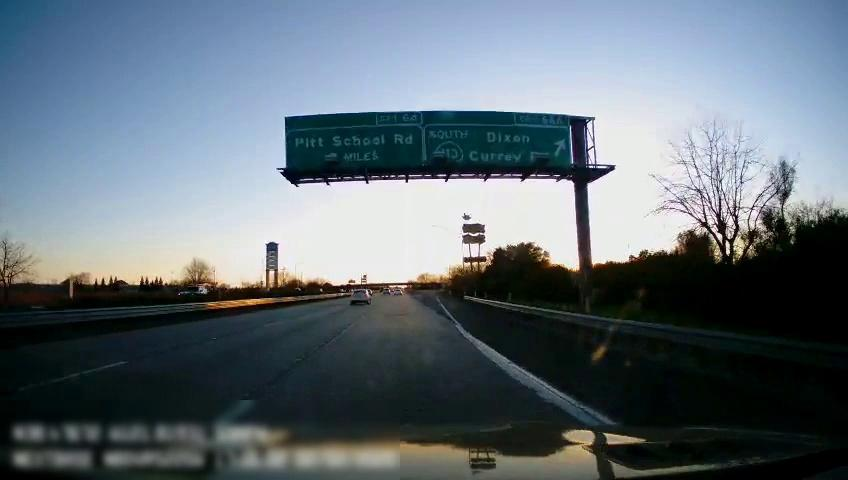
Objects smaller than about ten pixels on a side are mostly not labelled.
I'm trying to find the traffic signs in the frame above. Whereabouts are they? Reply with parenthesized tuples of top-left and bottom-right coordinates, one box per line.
(285, 108, 574, 178)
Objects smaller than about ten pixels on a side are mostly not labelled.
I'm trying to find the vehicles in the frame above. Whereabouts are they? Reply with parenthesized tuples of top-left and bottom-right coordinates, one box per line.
(350, 289, 372, 306)
(177, 285, 206, 297)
